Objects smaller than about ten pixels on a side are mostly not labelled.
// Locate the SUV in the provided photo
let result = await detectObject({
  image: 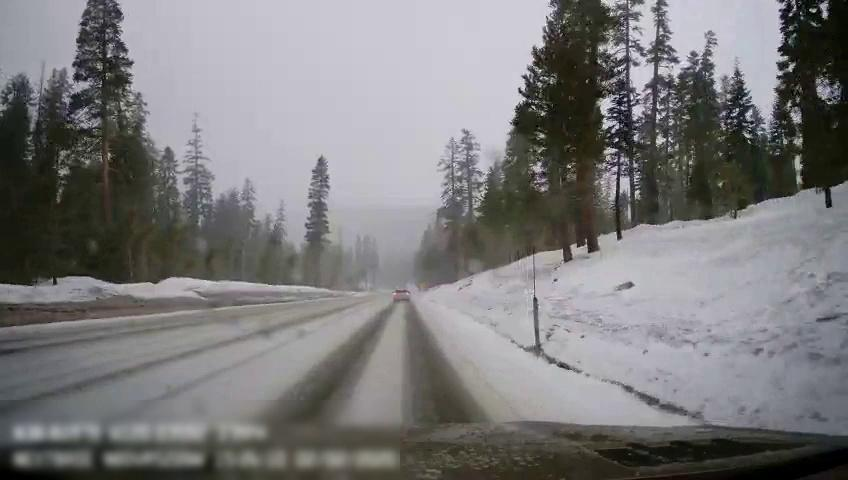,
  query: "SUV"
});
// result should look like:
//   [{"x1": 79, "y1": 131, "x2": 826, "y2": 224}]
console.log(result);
[{"x1": 392, "y1": 288, "x2": 411, "y2": 303}]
